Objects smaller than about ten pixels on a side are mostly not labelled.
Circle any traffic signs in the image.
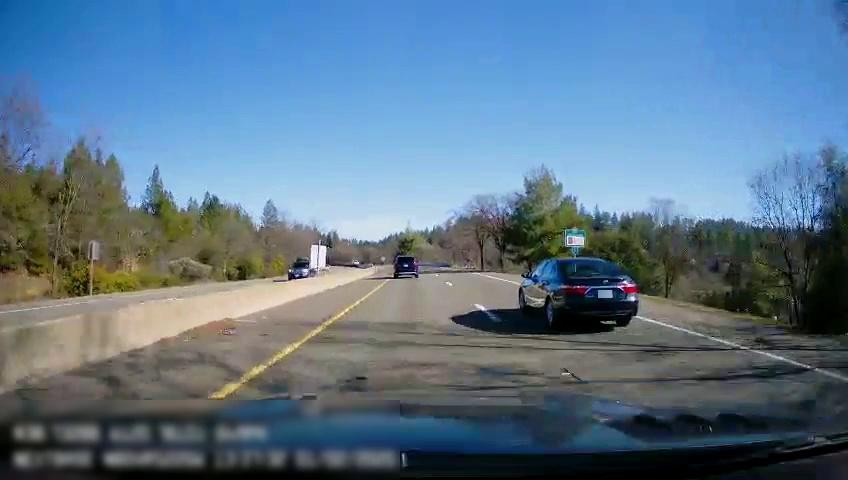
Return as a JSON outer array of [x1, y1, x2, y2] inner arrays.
[[563, 228, 585, 248]]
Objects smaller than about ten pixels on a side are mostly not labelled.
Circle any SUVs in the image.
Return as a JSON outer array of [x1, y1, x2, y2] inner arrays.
[[391, 255, 419, 279]]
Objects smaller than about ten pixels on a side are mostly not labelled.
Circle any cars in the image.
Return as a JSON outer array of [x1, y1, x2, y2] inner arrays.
[[287, 261, 316, 283], [517, 257, 639, 333]]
